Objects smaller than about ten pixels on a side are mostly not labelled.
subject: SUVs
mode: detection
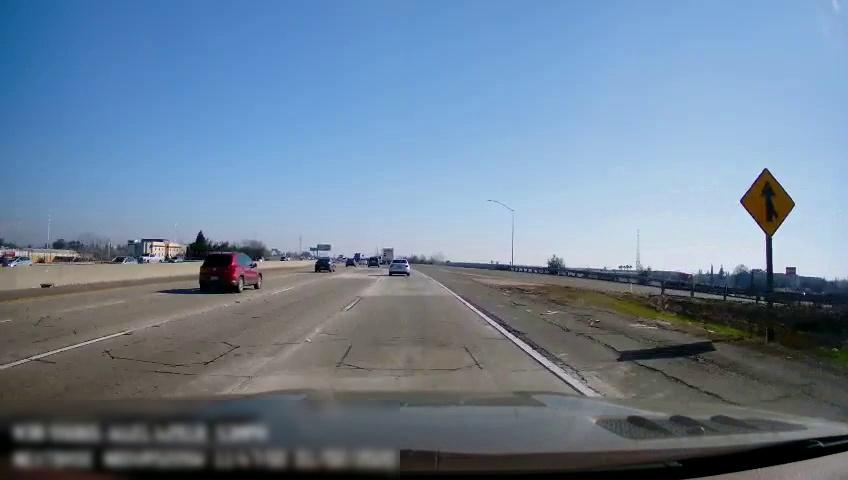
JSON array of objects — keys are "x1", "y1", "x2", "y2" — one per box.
[
  {"x1": 198, "y1": 251, "x2": 265, "y2": 294},
  {"x1": 366, "y1": 255, "x2": 381, "y2": 268},
  {"x1": 137, "y1": 253, "x2": 163, "y2": 263},
  {"x1": 388, "y1": 258, "x2": 411, "y2": 277}
]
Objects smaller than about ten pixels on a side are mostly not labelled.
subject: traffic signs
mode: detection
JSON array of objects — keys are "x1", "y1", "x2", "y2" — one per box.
[{"x1": 740, "y1": 167, "x2": 796, "y2": 238}]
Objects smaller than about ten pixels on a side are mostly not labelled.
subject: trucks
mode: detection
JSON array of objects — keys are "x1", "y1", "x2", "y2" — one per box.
[{"x1": 382, "y1": 247, "x2": 395, "y2": 265}]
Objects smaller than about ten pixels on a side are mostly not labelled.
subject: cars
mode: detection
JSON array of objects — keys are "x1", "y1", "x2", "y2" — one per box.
[
  {"x1": 315, "y1": 256, "x2": 337, "y2": 273},
  {"x1": 111, "y1": 256, "x2": 139, "y2": 265},
  {"x1": 344, "y1": 258, "x2": 357, "y2": 268}
]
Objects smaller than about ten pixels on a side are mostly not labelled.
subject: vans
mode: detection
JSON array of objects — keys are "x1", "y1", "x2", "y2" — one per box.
[{"x1": 0, "y1": 256, "x2": 32, "y2": 268}]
